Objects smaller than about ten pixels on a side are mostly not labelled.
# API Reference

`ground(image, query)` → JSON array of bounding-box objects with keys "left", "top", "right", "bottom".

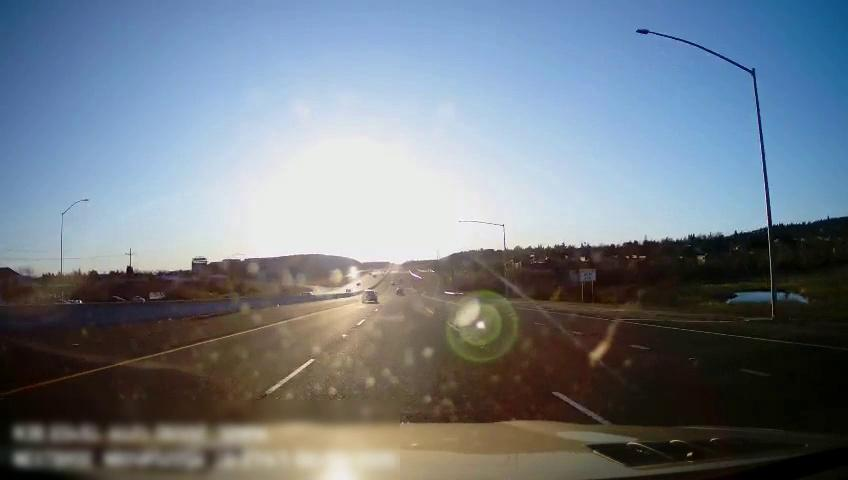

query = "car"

[{"left": 361, "top": 289, "right": 378, "bottom": 305}]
